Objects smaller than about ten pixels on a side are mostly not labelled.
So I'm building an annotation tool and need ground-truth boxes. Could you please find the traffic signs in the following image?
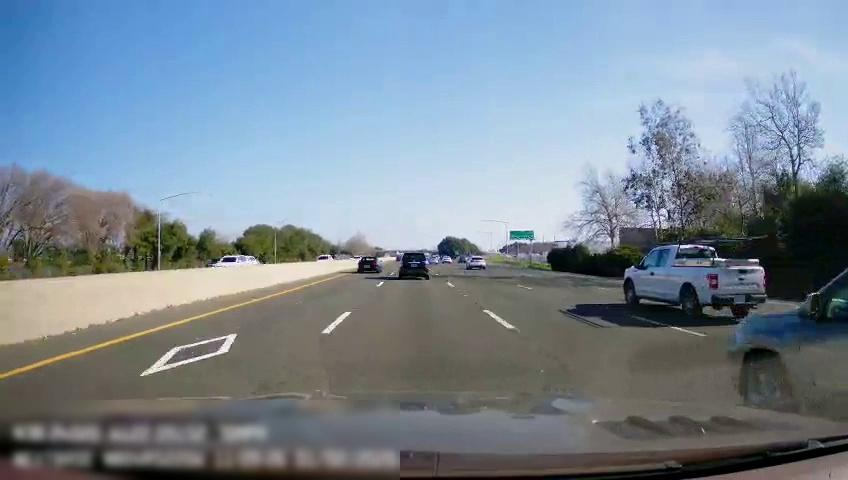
[508,230,535,240]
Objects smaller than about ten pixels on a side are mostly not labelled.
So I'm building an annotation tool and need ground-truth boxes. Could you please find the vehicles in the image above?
[213,254,254,267]
[398,252,430,281]
[205,256,225,268]
[622,234,770,322]
[315,253,336,264]
[466,254,486,271]
[441,255,452,264]
[457,256,467,263]
[245,254,263,265]
[357,256,383,274]
[726,267,848,427]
